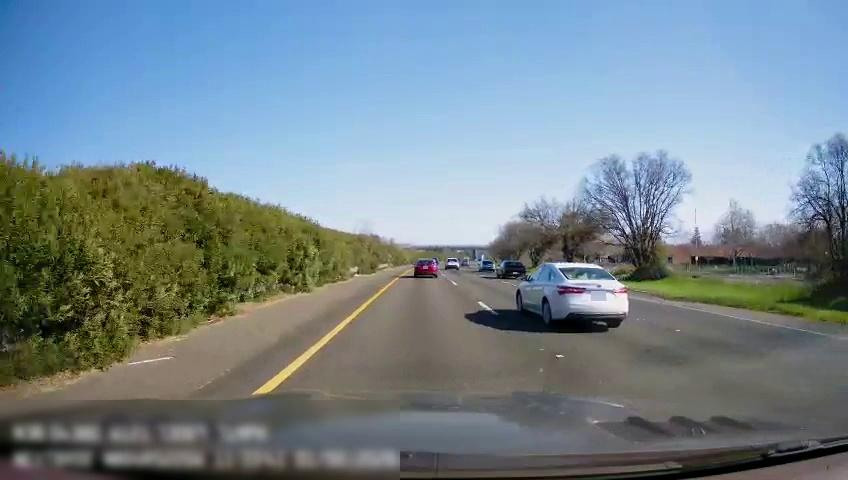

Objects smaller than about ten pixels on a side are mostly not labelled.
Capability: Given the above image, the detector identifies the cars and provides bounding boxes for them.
[444,257,460,272]
[496,259,526,279]
[478,260,496,272]
[413,257,441,279]
[513,262,631,332]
